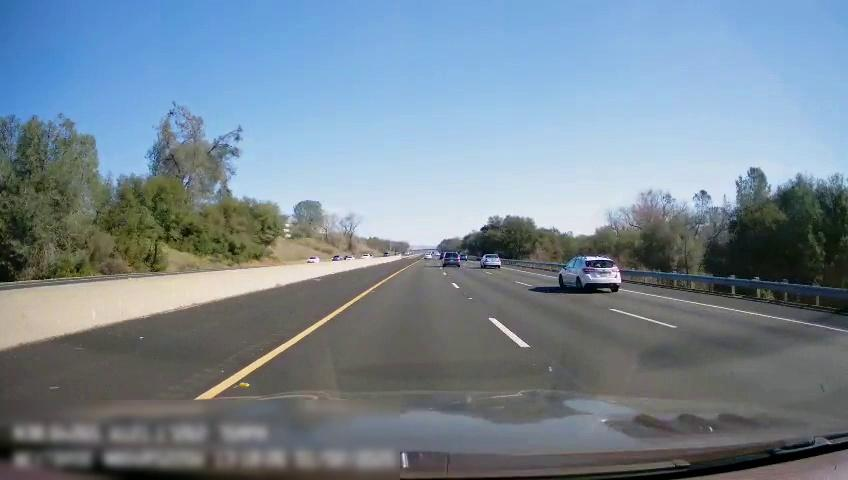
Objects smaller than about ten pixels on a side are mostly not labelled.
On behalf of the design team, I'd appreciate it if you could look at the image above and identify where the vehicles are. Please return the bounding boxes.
[558,255,622,294]
[480,254,501,270]
[305,256,320,264]
[331,254,342,262]
[442,251,461,268]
